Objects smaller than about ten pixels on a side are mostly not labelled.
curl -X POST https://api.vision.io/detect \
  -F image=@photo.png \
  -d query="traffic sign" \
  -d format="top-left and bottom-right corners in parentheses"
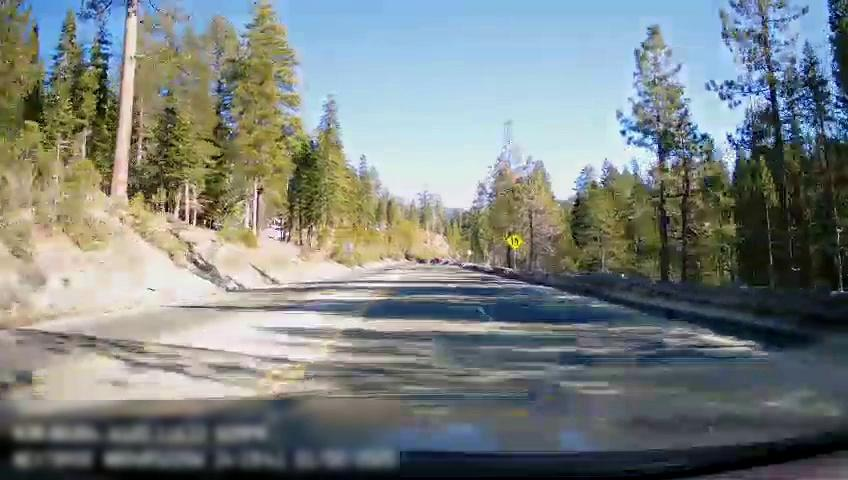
top-left (506, 232), bottom-right (522, 251)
